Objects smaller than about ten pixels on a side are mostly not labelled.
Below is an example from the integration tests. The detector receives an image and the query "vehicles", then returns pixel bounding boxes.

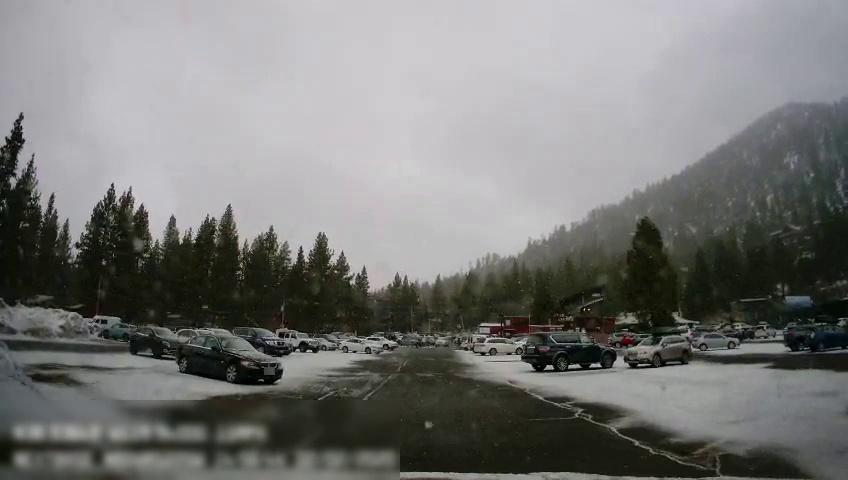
[524,330,617,374]
[797,319,848,354]
[176,328,214,340]
[316,337,337,352]
[97,323,130,343]
[319,333,344,345]
[276,329,320,353]
[207,328,233,335]
[752,325,777,340]
[174,333,283,385]
[623,335,691,367]
[87,315,121,333]
[783,323,799,351]
[232,327,292,355]
[694,331,740,352]
[338,337,384,355]
[368,336,398,351]
[474,337,520,356]
[127,325,179,359]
